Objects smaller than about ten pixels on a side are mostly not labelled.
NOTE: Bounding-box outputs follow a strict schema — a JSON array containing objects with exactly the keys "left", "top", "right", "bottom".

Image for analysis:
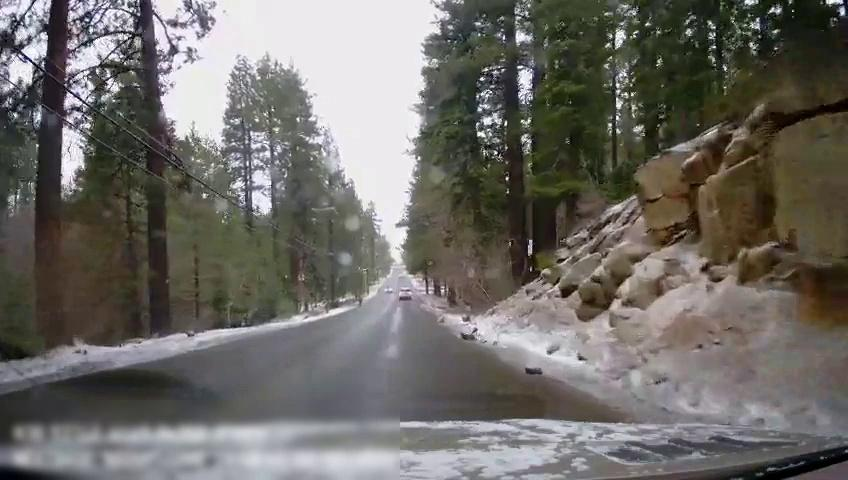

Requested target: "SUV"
[{"left": 398, "top": 287, "right": 414, "bottom": 300}]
